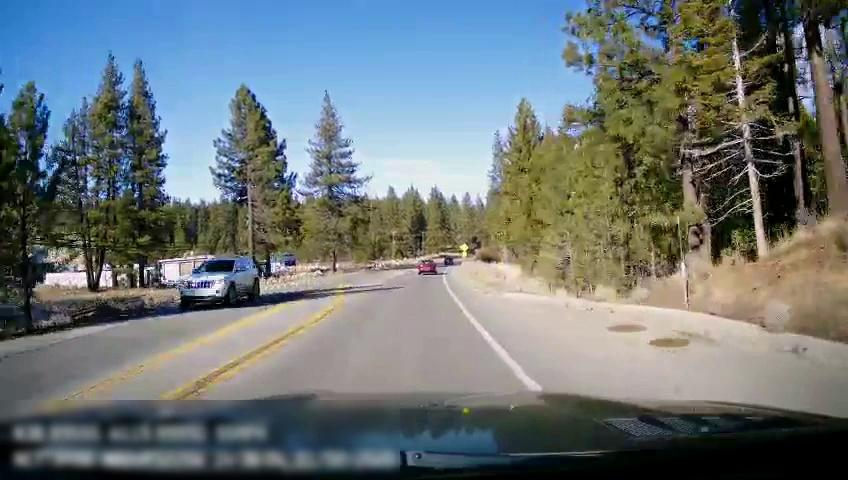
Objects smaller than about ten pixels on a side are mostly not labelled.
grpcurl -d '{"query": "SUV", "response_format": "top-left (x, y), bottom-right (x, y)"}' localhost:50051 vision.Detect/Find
top-left (179, 256), bottom-right (261, 310)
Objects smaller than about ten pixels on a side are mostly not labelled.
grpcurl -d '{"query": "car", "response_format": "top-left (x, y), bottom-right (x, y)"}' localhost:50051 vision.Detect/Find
top-left (418, 260), bottom-right (437, 275)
